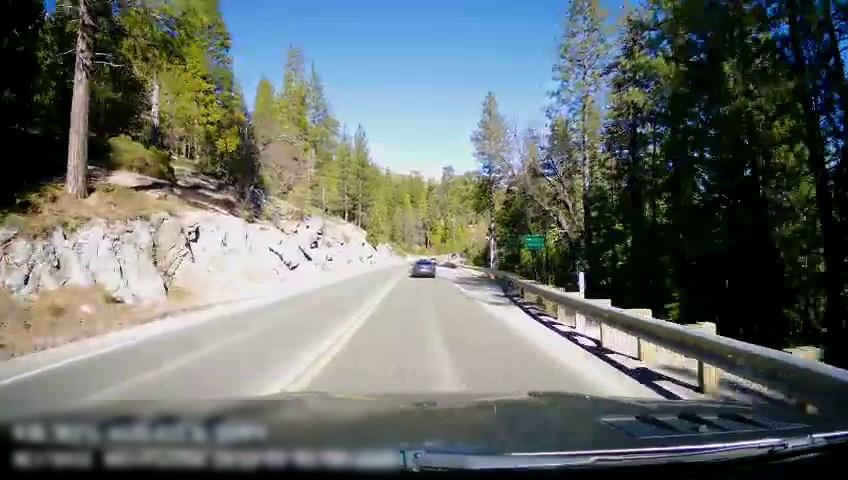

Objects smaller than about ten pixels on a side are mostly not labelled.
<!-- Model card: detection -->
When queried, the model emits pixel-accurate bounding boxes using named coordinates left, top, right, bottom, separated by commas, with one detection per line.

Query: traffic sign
left=520, top=232, right=549, bottom=251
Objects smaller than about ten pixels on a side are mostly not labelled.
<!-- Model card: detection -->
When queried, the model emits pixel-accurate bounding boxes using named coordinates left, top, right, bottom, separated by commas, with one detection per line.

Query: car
left=410, top=258, right=438, bottom=278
